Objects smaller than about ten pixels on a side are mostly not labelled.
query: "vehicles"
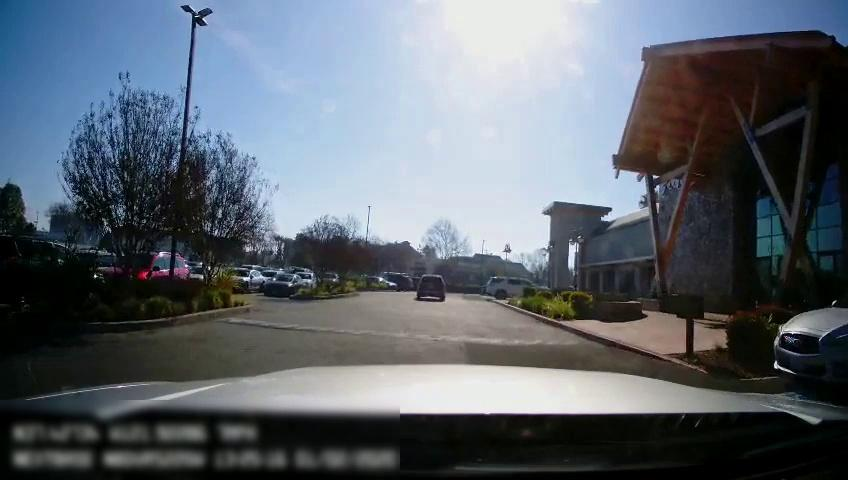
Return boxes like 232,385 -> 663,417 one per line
485,277 -> 552,301
235,264 -> 264,274
0,237 -> 78,307
232,270 -> 268,294
416,275 -> 447,302
107,249 -> 190,281
367,276 -> 398,290
773,298 -> 848,399
383,274 -> 411,290
294,271 -> 318,288
264,273 -> 305,297
398,277 -> 421,291
259,270 -> 288,284
76,250 -> 119,279
184,265 -> 215,281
